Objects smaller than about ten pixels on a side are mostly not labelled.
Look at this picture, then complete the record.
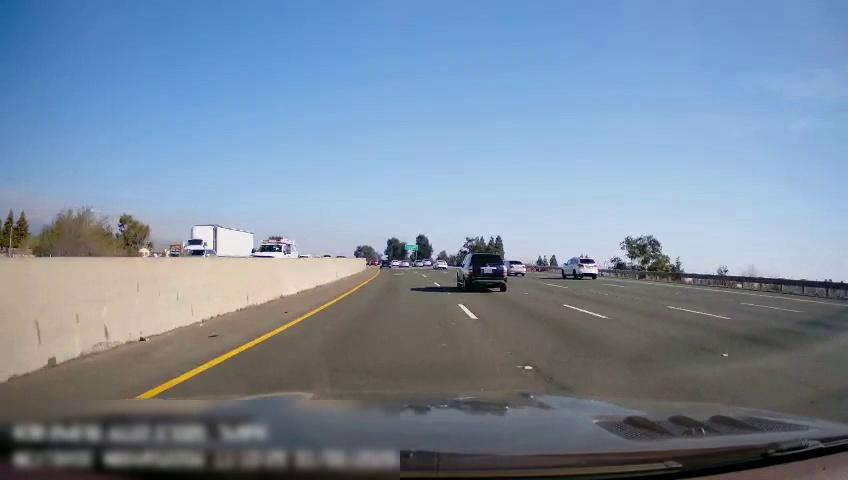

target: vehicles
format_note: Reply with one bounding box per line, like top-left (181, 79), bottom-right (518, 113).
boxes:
top-left (180, 248), bottom-right (220, 257)
top-left (380, 259), bottom-right (391, 269)
top-left (186, 224), bottom-right (254, 257)
top-left (561, 257), bottom-right (599, 279)
top-left (456, 253), bottom-right (509, 292)
top-left (434, 260), bottom-right (447, 270)
top-left (298, 254), bottom-right (313, 259)
top-left (399, 258), bottom-right (410, 268)
top-left (504, 260), bottom-right (526, 276)
top-left (411, 260), bottom-right (423, 268)
top-left (421, 258), bottom-right (432, 267)
top-left (251, 242), bottom-right (299, 259)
